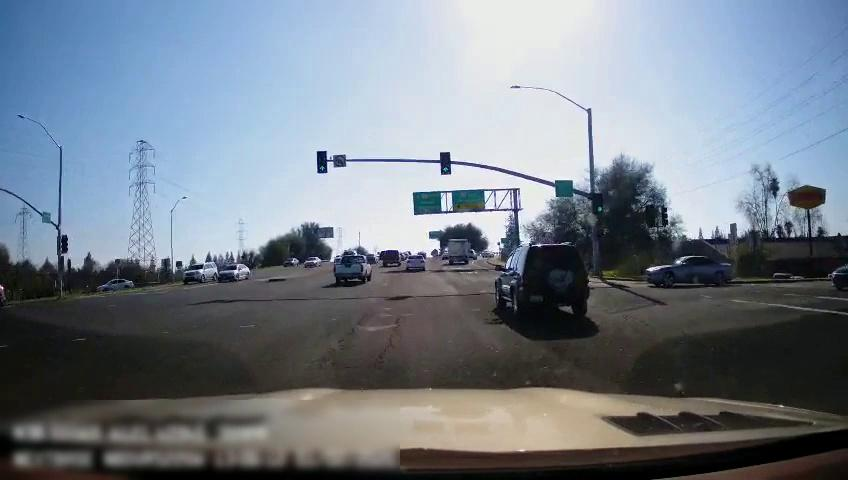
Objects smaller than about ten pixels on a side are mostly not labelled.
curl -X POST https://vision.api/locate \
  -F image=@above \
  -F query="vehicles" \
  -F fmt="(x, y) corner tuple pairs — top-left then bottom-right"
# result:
(405, 255), (426, 271)
(647, 255), (730, 287)
(492, 244), (589, 322)
(304, 256), (321, 268)
(97, 278), (135, 290)
(183, 263), (218, 285)
(381, 249), (402, 269)
(832, 264), (848, 289)
(447, 238), (470, 266)
(0, 286), (6, 313)
(334, 255), (372, 286)
(367, 253), (378, 264)
(286, 257), (299, 265)
(218, 263), (250, 280)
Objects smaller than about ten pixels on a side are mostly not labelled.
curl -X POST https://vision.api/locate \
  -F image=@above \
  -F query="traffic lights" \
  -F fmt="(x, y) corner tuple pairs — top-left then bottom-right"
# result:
(316, 150), (328, 174)
(661, 207), (669, 226)
(61, 234), (69, 254)
(439, 151), (451, 176)
(591, 193), (603, 215)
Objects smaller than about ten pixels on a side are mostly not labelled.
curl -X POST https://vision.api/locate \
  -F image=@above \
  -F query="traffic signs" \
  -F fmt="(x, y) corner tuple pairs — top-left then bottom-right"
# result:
(451, 189), (486, 213)
(429, 231), (444, 239)
(412, 190), (443, 216)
